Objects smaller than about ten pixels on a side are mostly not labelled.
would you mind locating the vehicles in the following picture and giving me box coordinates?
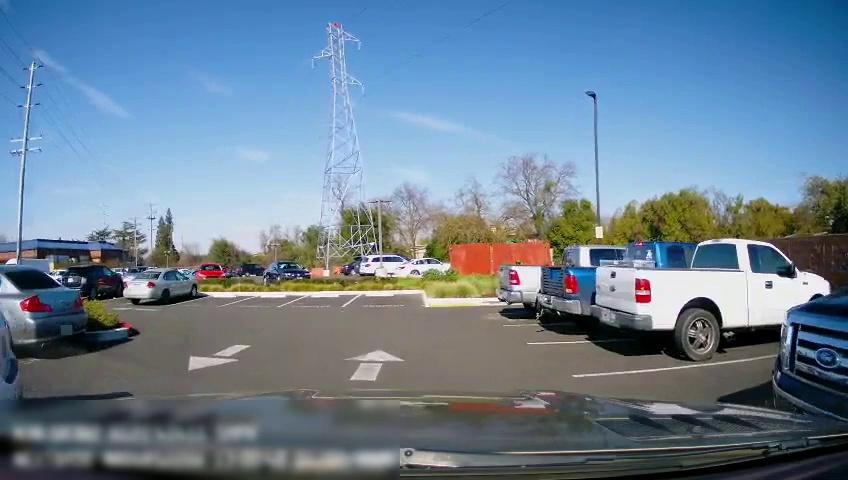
[592,237,831,361]
[60,264,124,300]
[768,290,848,425]
[0,313,24,418]
[497,246,630,313]
[195,264,225,281]
[399,258,451,278]
[124,268,198,305]
[236,263,267,278]
[5,259,49,275]
[341,260,362,277]
[359,255,410,278]
[535,242,700,323]
[111,268,128,278]
[48,269,66,284]
[123,267,153,284]
[263,261,312,286]
[216,264,233,280]
[0,264,84,348]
